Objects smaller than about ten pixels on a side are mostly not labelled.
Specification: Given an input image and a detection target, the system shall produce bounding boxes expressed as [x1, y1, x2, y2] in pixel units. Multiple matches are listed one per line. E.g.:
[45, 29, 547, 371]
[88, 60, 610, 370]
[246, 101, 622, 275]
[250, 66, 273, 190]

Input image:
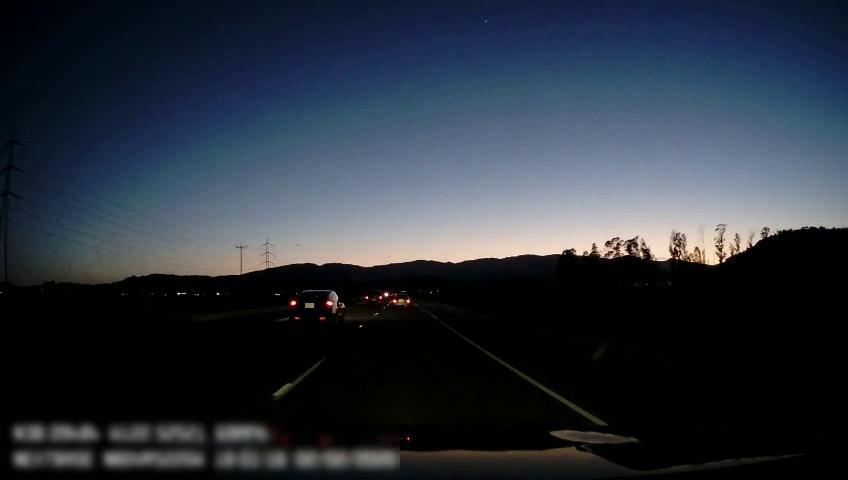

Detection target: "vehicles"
[363, 287, 383, 303]
[287, 289, 346, 330]
[392, 292, 411, 307]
